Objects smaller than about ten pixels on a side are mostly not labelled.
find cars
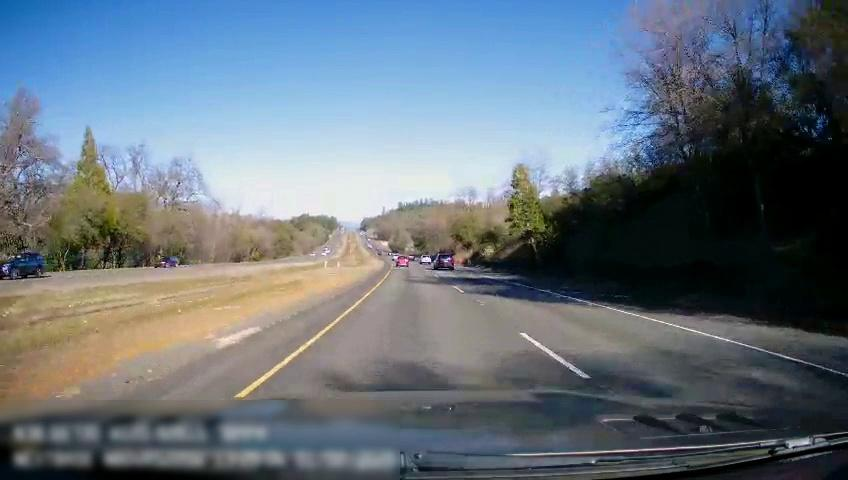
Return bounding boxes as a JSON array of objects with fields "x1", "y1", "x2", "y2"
[{"x1": 155, "y1": 255, "x2": 178, "y2": 268}]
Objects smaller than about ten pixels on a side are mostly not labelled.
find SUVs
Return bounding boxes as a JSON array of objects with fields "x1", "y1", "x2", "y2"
[
  {"x1": 432, "y1": 253, "x2": 456, "y2": 271},
  {"x1": 420, "y1": 253, "x2": 433, "y2": 264},
  {"x1": 394, "y1": 255, "x2": 410, "y2": 268},
  {"x1": 0, "y1": 254, "x2": 46, "y2": 280}
]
